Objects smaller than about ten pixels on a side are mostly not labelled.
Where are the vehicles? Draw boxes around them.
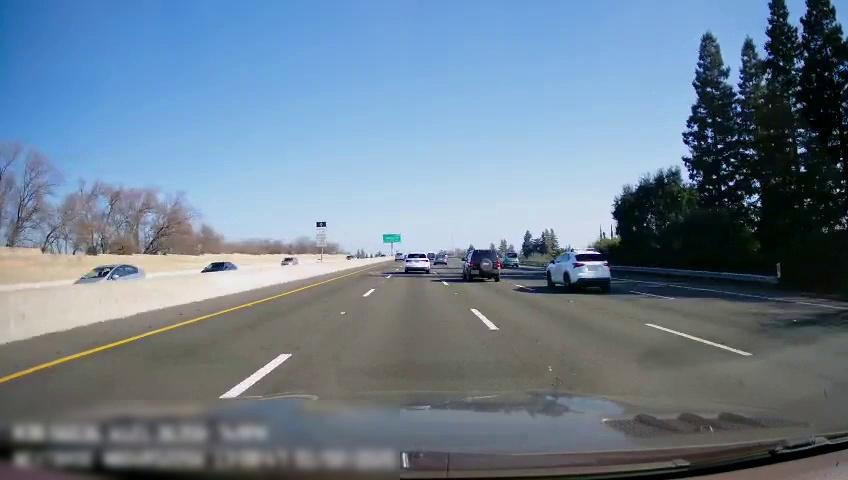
[199,260,239,273]
[460,248,502,284]
[546,251,614,295]
[405,253,431,276]
[499,252,521,269]
[72,264,145,285]
[433,253,448,266]
[280,257,299,267]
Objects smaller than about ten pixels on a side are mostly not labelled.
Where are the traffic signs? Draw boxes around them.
[382,232,402,244]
